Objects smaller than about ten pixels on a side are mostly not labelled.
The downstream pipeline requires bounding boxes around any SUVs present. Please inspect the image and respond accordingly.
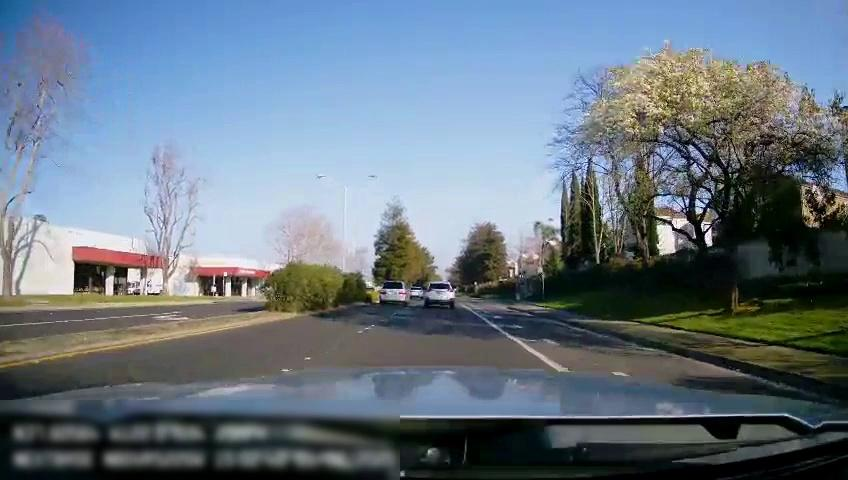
[407,285,425,298]
[424,281,456,309]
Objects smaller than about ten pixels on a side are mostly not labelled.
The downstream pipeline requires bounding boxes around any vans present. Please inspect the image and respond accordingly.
[379,281,410,304]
